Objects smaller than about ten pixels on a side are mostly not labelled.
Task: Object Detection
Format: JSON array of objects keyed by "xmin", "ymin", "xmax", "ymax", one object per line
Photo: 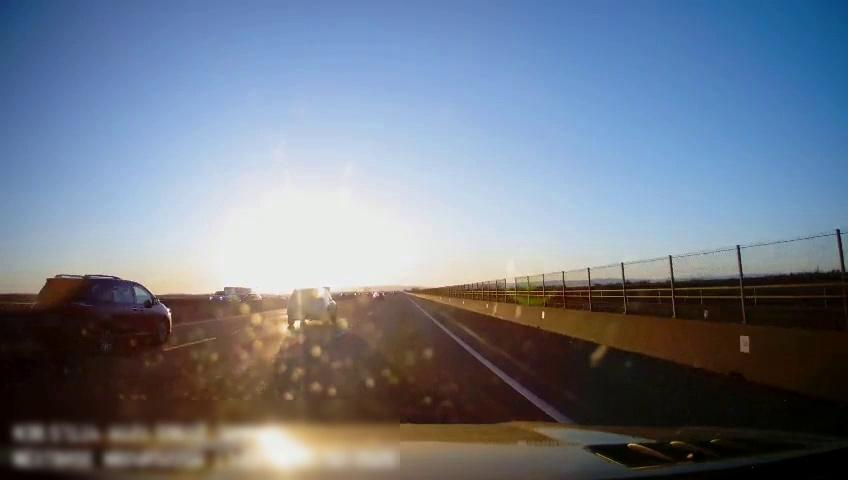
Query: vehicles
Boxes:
[
  {"xmin": 208, "ymin": 286, "xmax": 252, "ymax": 305},
  {"xmin": 31, "ymin": 274, "xmax": 172, "ymax": 356},
  {"xmin": 241, "ymin": 294, "xmax": 263, "ymax": 304},
  {"xmin": 287, "ymin": 288, "xmax": 337, "ymax": 326},
  {"xmin": 373, "ymin": 291, "xmax": 385, "ymax": 300}
]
